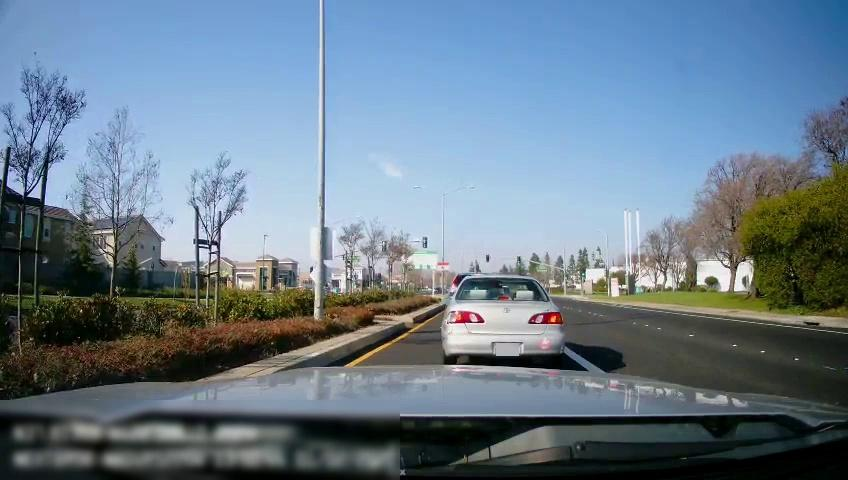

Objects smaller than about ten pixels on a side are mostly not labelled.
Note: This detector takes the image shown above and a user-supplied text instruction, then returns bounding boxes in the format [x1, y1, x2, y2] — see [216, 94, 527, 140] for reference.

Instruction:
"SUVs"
[452, 274, 466, 288]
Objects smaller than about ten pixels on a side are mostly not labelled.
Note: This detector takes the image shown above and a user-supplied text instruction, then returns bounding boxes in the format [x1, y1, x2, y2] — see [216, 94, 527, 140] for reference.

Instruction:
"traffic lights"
[422, 236, 428, 249]
[381, 240, 387, 252]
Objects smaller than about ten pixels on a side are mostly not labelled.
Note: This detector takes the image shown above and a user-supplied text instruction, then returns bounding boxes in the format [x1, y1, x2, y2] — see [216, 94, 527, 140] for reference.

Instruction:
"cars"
[440, 274, 563, 366]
